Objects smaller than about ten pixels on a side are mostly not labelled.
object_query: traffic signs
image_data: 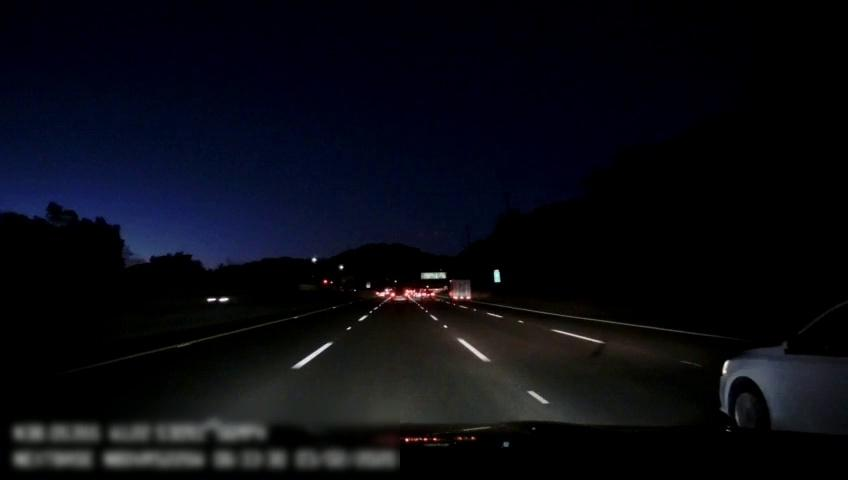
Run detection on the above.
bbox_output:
[493,269,501,283]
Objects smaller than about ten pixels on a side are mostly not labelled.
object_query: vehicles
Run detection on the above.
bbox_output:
[204,289,252,306]
[448,279,472,307]
[390,288,409,303]
[420,289,436,301]
[719,297,848,438]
